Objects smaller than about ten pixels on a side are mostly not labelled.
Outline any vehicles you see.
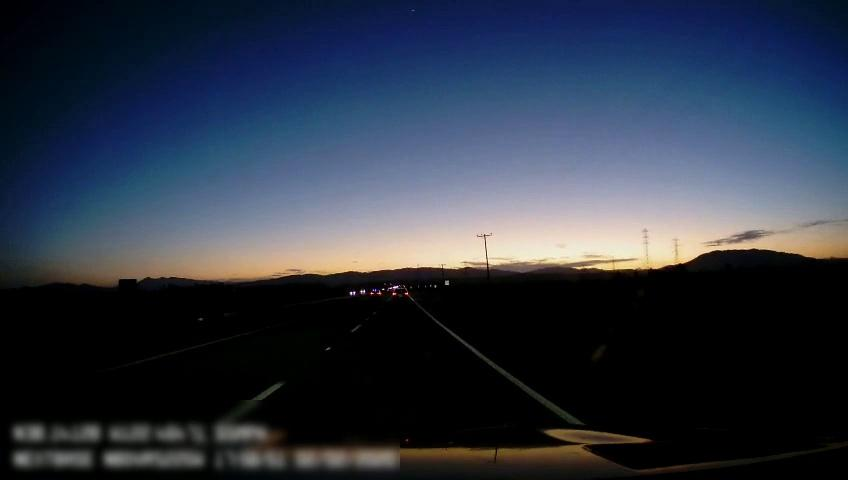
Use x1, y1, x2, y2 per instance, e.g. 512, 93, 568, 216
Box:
369, 289, 383, 298
391, 287, 410, 303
